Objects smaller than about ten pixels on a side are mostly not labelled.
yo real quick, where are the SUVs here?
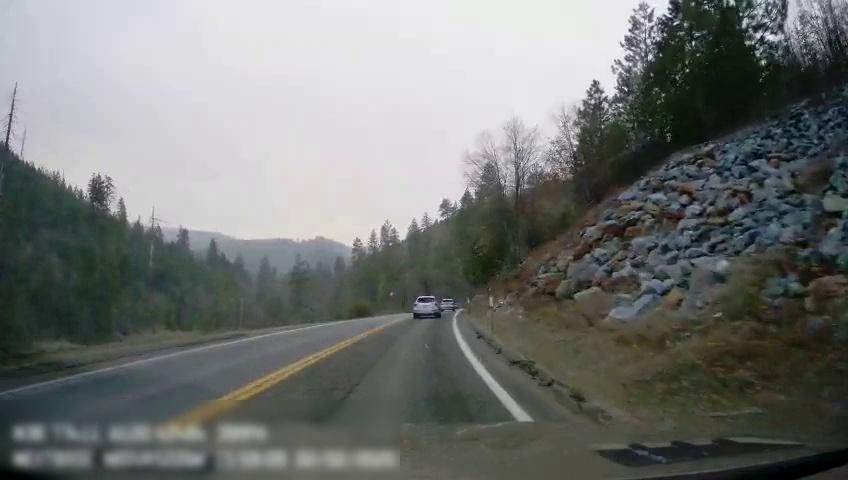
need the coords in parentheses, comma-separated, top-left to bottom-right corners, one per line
(440, 298, 456, 311)
(413, 296, 441, 318)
